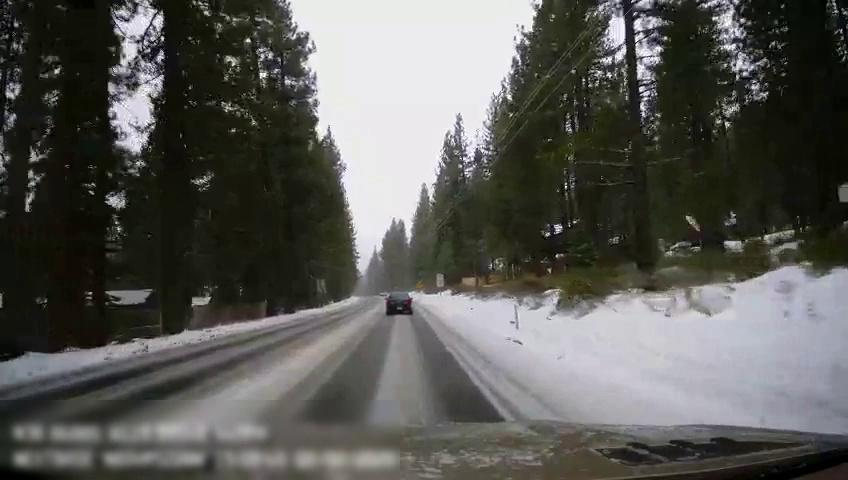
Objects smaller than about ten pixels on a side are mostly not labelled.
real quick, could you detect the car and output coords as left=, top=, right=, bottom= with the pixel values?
left=385, top=292, right=414, bottom=316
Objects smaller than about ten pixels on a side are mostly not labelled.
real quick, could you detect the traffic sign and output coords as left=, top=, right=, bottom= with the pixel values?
left=436, top=273, right=445, bottom=288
